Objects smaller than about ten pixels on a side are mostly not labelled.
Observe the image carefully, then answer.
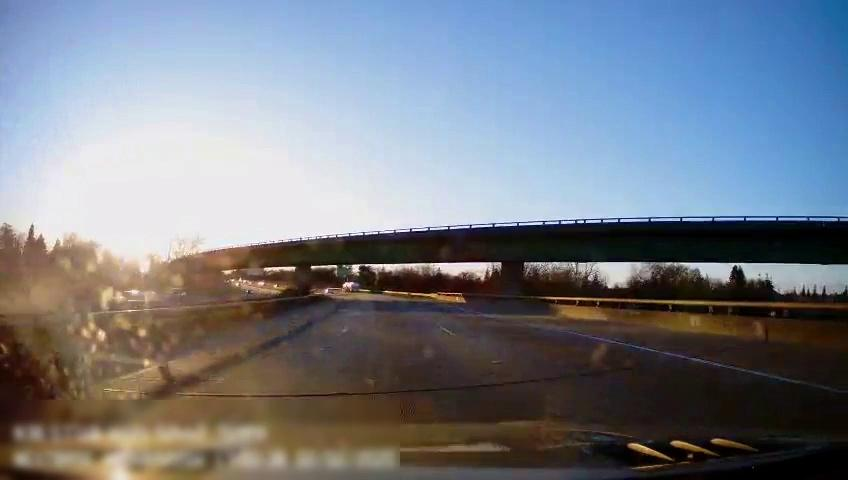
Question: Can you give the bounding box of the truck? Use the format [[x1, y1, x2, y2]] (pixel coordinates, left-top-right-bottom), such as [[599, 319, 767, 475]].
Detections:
[[341, 282, 360, 293]]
